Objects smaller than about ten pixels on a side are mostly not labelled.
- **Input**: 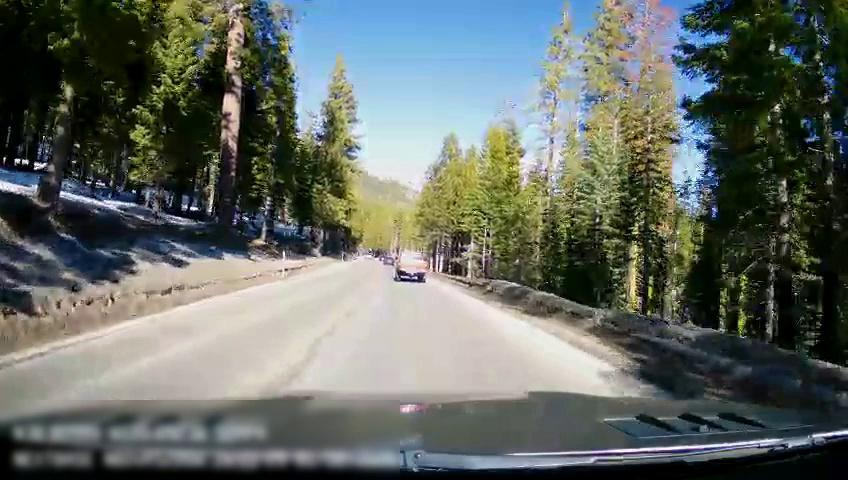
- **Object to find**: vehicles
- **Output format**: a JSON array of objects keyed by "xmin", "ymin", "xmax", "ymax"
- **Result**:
[
  {"xmin": 394, "ymin": 249, "xmax": 428, "ymax": 283},
  {"xmin": 382, "ymin": 255, "xmax": 397, "ymax": 266}
]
